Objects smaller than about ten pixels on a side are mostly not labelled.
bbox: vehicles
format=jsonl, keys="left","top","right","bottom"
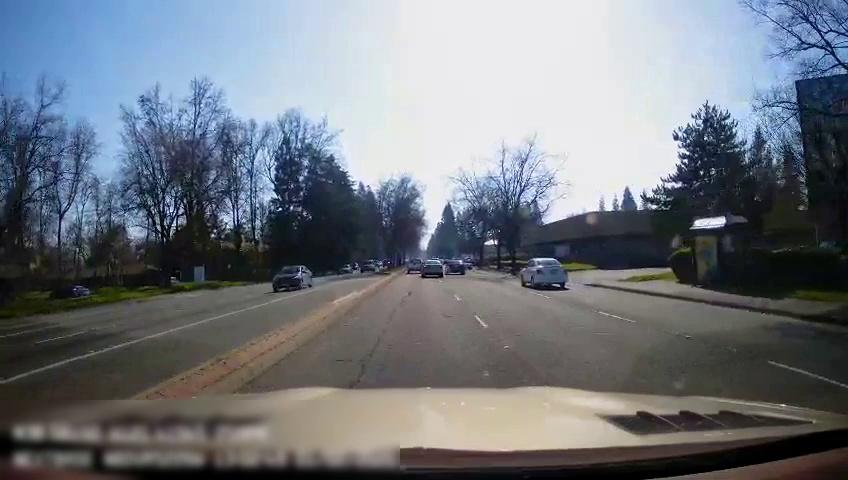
{"left": 444, "top": 259, "right": 465, "bottom": 275}
{"left": 420, "top": 259, "right": 443, "bottom": 278}
{"left": 407, "top": 257, "right": 422, "bottom": 275}
{"left": 64, "top": 285, "right": 90, "bottom": 298}
{"left": 336, "top": 263, "right": 354, "bottom": 276}
{"left": 519, "top": 257, "right": 568, "bottom": 289}
{"left": 272, "top": 264, "right": 313, "bottom": 292}
{"left": 359, "top": 259, "right": 376, "bottom": 273}
{"left": 463, "top": 258, "right": 473, "bottom": 270}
